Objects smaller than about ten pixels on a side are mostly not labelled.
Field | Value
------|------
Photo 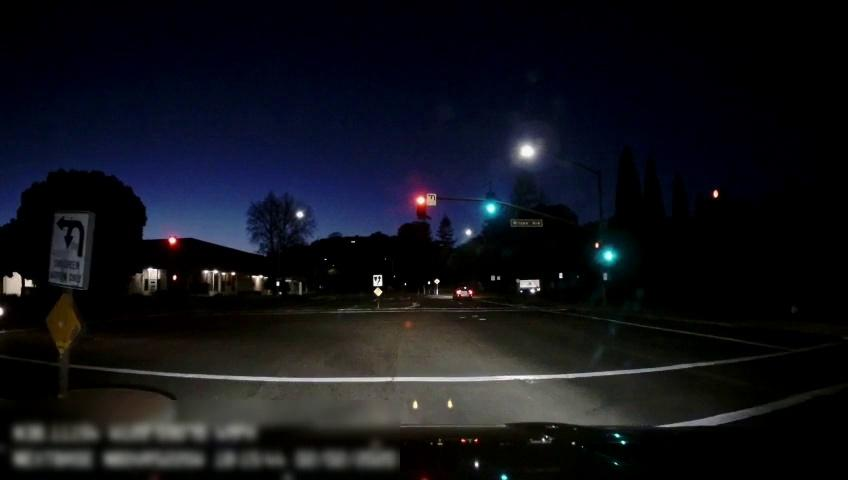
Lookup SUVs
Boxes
[452,285,474,301]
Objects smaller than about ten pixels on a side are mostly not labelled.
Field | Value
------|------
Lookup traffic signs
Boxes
[47,210,96,292]
[44,291,83,354]
[426,193,437,207]
[373,274,383,287]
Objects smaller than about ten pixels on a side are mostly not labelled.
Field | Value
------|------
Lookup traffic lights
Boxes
[488,196,495,213]
[416,197,427,218]
[605,243,612,260]
[169,237,175,251]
